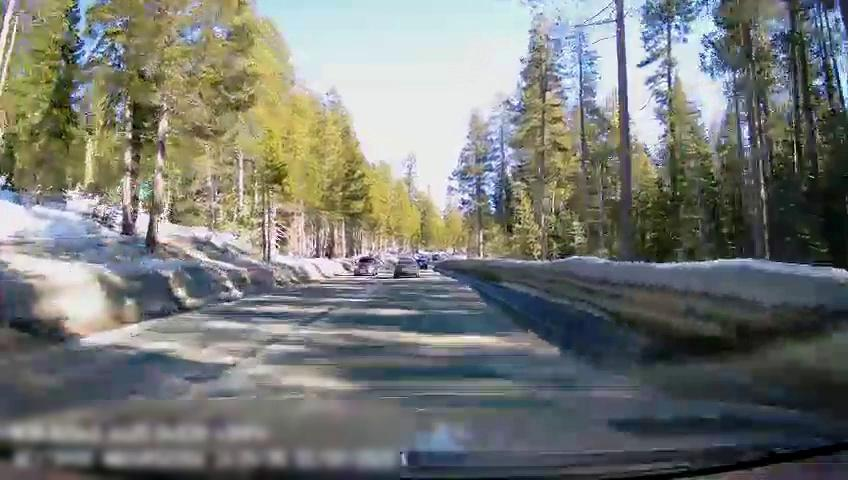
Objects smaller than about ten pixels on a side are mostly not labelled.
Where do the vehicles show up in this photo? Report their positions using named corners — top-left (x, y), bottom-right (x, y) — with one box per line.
top-left (353, 256), bottom-right (378, 276)
top-left (392, 257), bottom-right (422, 280)
top-left (416, 257), bottom-right (427, 269)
